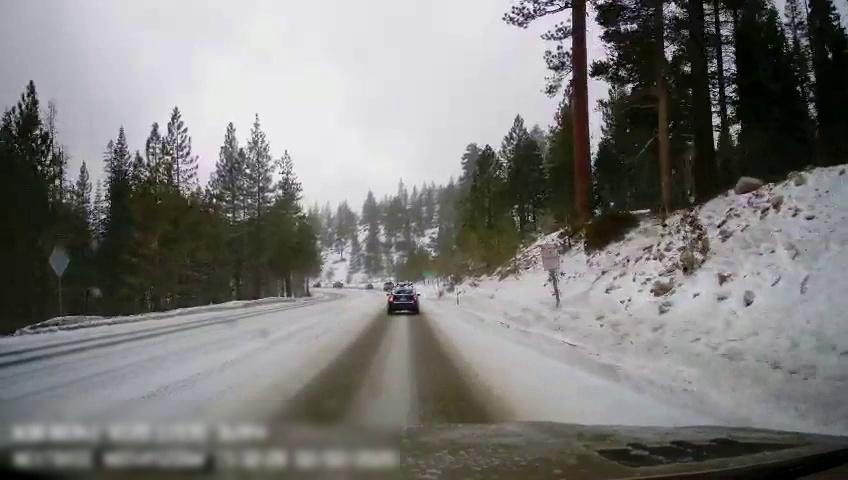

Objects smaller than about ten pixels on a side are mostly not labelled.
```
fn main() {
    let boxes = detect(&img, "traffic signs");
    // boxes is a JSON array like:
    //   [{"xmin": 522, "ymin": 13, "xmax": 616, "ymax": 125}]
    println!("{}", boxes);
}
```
[
  {"xmin": 49, "ymin": 243, "xmax": 71, "ymax": 276},
  {"xmin": 540, "ymin": 244, "xmax": 561, "ymax": 271}
]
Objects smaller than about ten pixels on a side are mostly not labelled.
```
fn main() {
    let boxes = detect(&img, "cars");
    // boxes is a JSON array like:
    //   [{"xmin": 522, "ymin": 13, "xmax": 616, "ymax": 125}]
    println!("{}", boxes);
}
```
[{"xmin": 386, "ymin": 284, "xmax": 421, "ymax": 316}]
